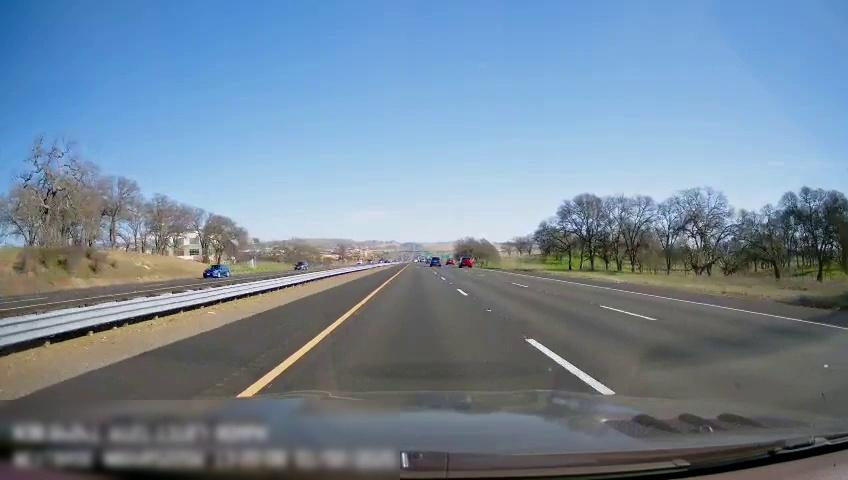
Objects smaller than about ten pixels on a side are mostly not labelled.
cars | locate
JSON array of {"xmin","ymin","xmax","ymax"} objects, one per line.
[
  {"xmin": 458, "ymin": 256, "xmax": 474, "ymax": 268},
  {"xmin": 430, "ymin": 257, "xmax": 441, "ymax": 267},
  {"xmin": 202, "ymin": 264, "xmax": 231, "ymax": 279}
]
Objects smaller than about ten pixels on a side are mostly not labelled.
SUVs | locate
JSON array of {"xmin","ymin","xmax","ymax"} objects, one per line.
[{"xmin": 294, "ymin": 261, "xmax": 308, "ymax": 271}]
